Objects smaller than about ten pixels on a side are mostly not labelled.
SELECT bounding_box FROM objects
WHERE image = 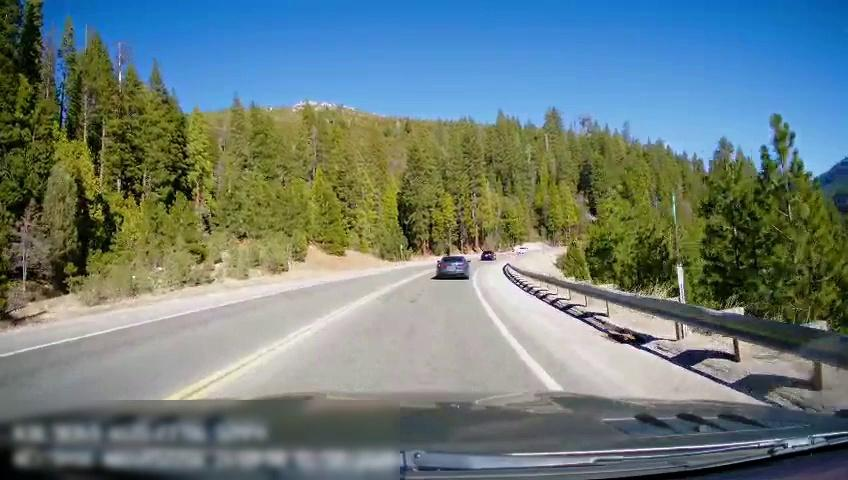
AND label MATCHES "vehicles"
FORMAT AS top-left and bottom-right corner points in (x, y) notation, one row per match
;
(435, 255), (469, 280)
(513, 247), (527, 256)
(480, 249), (496, 262)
